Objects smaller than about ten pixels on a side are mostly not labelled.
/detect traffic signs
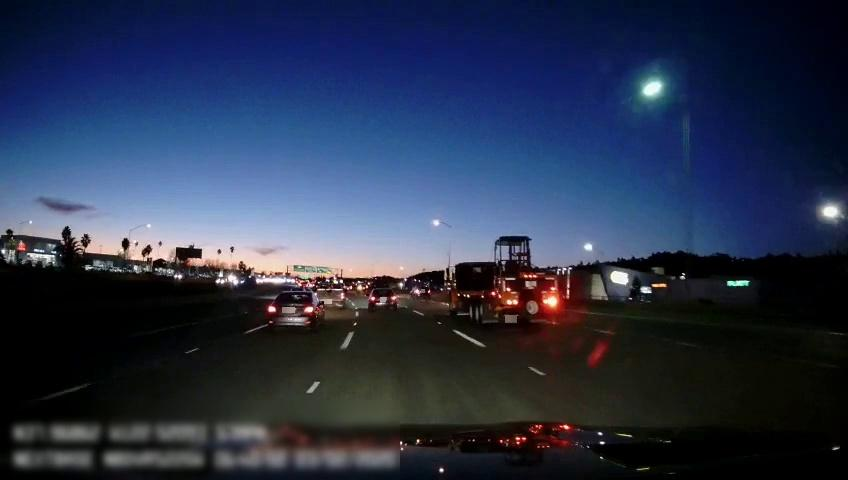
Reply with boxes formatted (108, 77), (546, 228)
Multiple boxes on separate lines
(294, 265), (305, 272)
(317, 266), (329, 274)
(305, 266), (316, 273)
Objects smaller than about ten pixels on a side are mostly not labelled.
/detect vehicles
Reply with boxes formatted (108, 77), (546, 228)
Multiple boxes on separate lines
(366, 288), (397, 310)
(349, 281), (361, 289)
(288, 287), (307, 291)
(315, 282), (345, 310)
(444, 235), (559, 325)
(267, 290), (325, 333)
(410, 286), (431, 299)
